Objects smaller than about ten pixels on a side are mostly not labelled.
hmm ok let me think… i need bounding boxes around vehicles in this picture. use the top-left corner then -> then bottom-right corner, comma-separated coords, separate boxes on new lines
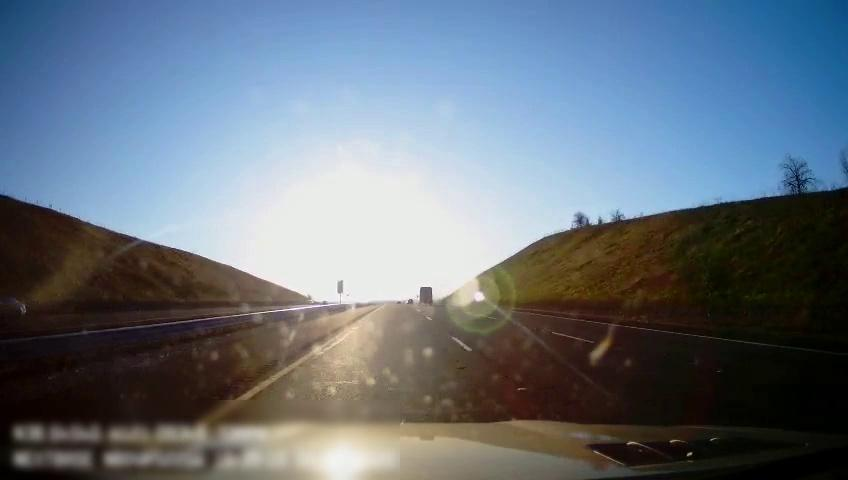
419,287 -> 433,305
0,294 -> 26,330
